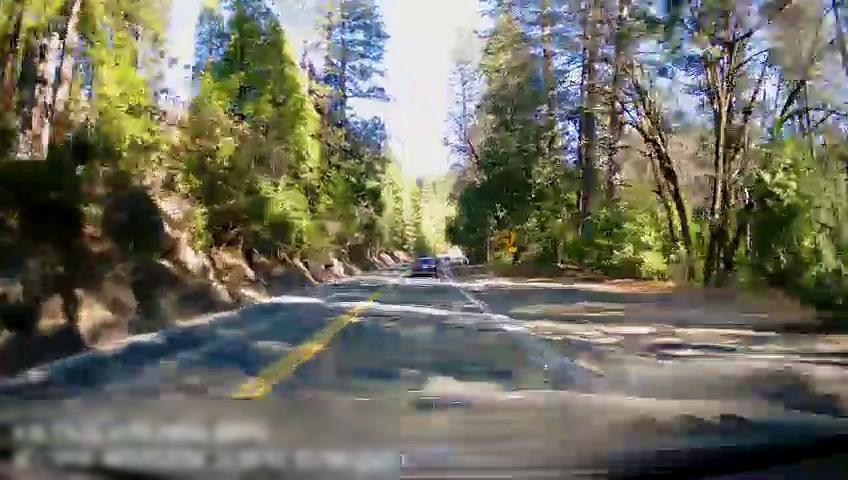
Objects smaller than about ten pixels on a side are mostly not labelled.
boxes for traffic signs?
[502,245,517,257]
[502,230,517,246]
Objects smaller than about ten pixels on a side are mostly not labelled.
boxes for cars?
[412,257,438,277]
